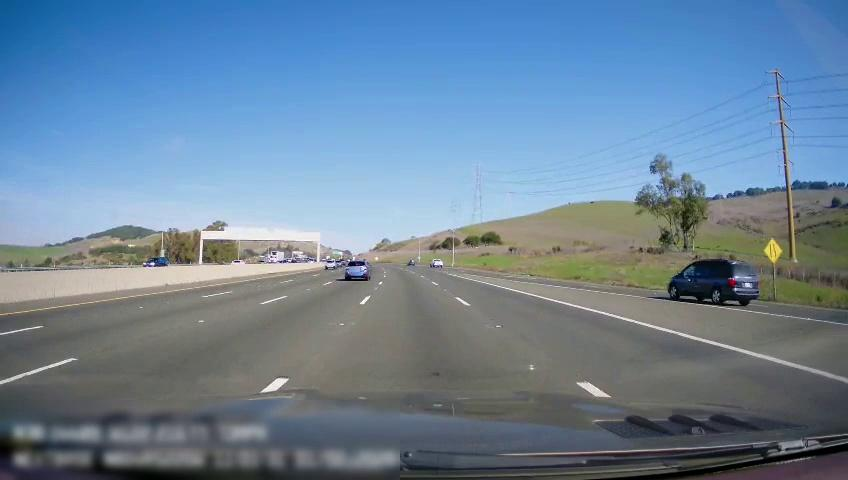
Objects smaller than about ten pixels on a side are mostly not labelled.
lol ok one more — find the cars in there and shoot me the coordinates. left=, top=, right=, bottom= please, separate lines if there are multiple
left=324, top=259, right=337, bottom=270
left=231, top=259, right=245, bottom=265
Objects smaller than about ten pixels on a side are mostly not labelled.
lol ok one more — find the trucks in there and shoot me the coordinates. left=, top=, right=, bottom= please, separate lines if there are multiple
left=429, top=258, right=444, bottom=269
left=267, top=251, right=285, bottom=264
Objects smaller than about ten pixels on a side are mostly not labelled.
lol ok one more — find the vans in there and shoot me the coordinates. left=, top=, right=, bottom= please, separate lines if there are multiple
left=667, top=258, right=760, bottom=306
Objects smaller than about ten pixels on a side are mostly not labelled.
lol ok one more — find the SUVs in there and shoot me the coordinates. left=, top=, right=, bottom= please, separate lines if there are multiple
left=142, top=256, right=169, bottom=268
left=344, top=259, right=371, bottom=281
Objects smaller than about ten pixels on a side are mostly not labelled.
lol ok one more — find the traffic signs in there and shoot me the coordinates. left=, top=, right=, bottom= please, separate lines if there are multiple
left=763, top=237, right=784, bottom=265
